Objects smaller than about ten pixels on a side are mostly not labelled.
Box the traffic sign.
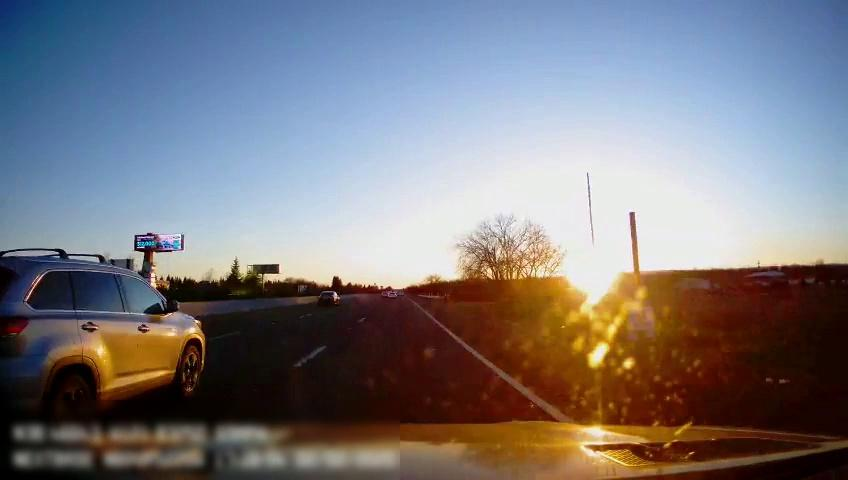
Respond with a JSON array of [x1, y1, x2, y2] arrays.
[[626, 307, 655, 339]]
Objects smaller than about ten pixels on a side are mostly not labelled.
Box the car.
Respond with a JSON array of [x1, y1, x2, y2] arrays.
[[318, 290, 341, 308]]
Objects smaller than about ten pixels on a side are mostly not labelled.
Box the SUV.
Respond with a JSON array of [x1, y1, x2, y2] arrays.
[[0, 247, 208, 436]]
